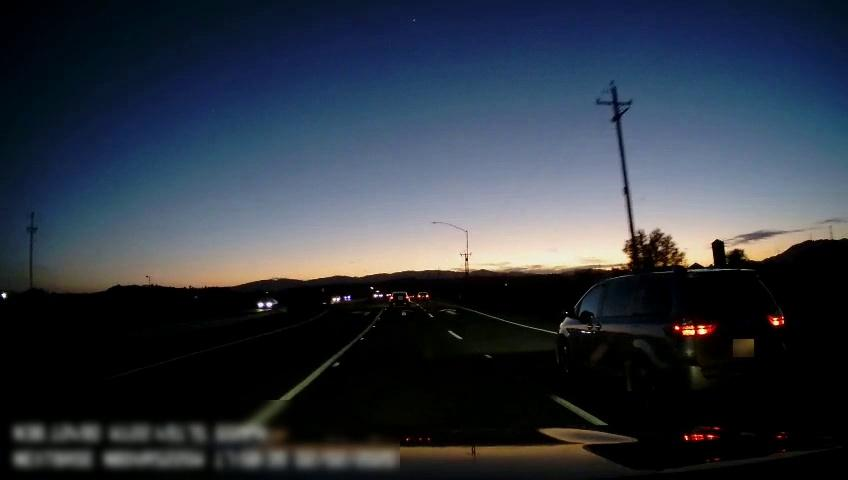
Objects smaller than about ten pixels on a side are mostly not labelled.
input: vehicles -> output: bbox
[256,297,280,313]
[555,268,788,413]
[389,291,411,310]
[331,295,342,304]
[416,291,430,303]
